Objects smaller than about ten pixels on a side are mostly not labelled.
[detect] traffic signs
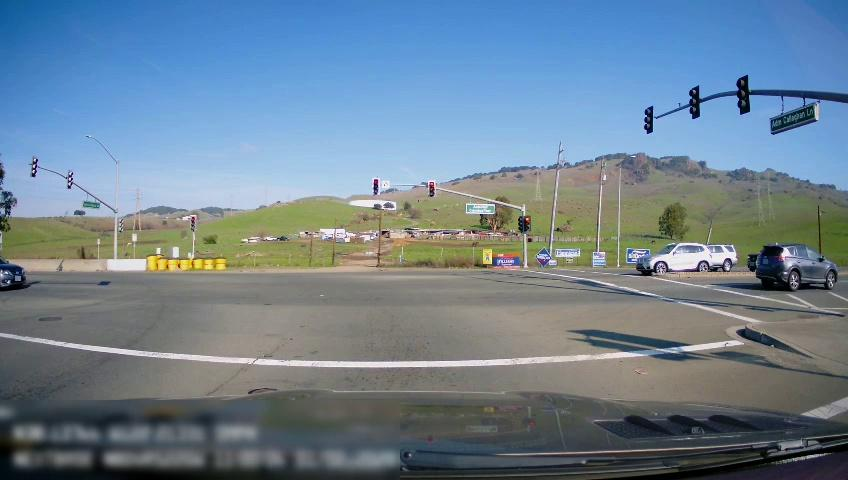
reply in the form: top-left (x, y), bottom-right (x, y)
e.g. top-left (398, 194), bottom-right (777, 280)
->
top-left (464, 201), bottom-right (497, 216)
top-left (81, 199), bottom-right (101, 209)
top-left (768, 100), bottom-right (821, 135)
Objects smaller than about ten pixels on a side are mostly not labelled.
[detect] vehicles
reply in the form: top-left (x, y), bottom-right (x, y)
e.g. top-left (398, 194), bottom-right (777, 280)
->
top-left (755, 243), bottom-right (840, 293)
top-left (700, 244), bottom-right (739, 272)
top-left (0, 255), bottom-right (27, 288)
top-left (635, 242), bottom-right (714, 276)
top-left (745, 252), bottom-right (765, 273)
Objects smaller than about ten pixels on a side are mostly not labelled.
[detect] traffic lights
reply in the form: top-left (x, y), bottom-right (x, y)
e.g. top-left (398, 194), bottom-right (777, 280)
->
top-left (116, 215), bottom-right (125, 233)
top-left (517, 215), bottom-right (525, 232)
top-left (426, 178), bottom-right (437, 197)
top-left (30, 156), bottom-right (40, 178)
top-left (523, 214), bottom-right (533, 232)
top-left (189, 214), bottom-right (198, 232)
top-left (735, 74), bottom-right (751, 115)
top-left (66, 168), bottom-right (75, 190)
top-left (687, 84), bottom-right (702, 120)
top-left (643, 104), bottom-right (655, 135)
top-left (372, 177), bottom-right (381, 196)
